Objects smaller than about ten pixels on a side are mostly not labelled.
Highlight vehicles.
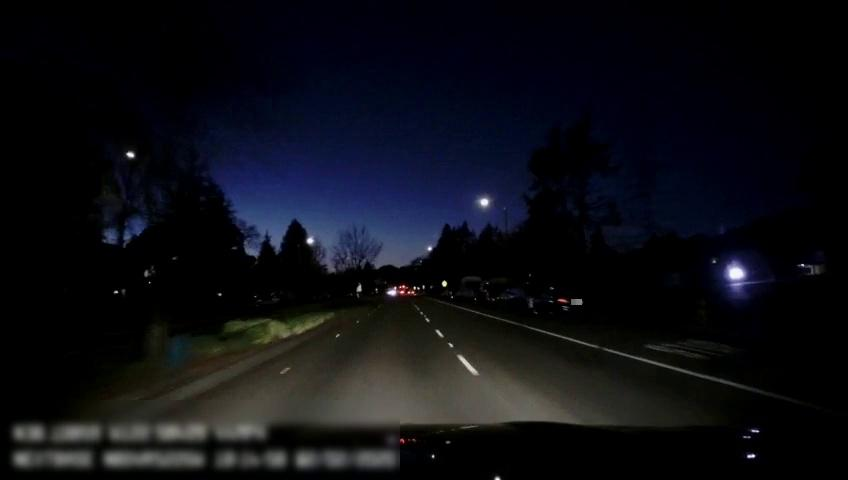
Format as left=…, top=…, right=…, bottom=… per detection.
left=454, top=276, right=482, bottom=306
left=495, top=286, right=543, bottom=315
left=529, top=288, right=587, bottom=322
left=477, top=280, right=513, bottom=309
